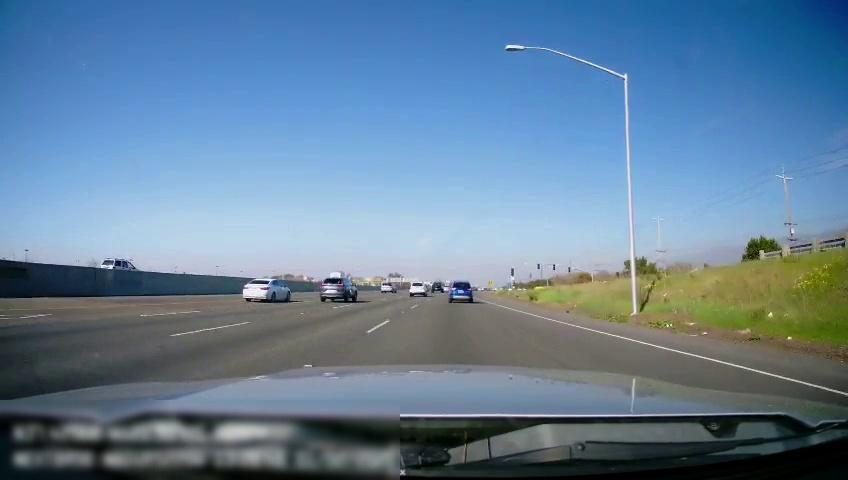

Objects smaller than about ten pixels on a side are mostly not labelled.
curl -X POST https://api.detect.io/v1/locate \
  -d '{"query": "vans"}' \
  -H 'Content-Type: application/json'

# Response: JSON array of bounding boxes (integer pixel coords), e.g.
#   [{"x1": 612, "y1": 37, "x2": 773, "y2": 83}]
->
[{"x1": 380, "y1": 282, "x2": 397, "y2": 294}]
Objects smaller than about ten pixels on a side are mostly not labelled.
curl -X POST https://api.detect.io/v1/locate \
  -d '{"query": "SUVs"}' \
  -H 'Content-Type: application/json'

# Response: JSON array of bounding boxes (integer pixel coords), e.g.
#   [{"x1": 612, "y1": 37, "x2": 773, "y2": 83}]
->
[
  {"x1": 409, "y1": 281, "x2": 428, "y2": 298},
  {"x1": 96, "y1": 257, "x2": 140, "y2": 272},
  {"x1": 431, "y1": 282, "x2": 444, "y2": 294},
  {"x1": 448, "y1": 281, "x2": 473, "y2": 303},
  {"x1": 319, "y1": 277, "x2": 359, "y2": 303}
]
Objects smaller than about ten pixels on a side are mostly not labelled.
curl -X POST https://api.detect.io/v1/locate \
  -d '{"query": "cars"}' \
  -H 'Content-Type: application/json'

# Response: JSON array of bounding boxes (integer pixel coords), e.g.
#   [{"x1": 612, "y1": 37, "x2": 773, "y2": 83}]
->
[{"x1": 242, "y1": 277, "x2": 292, "y2": 303}]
